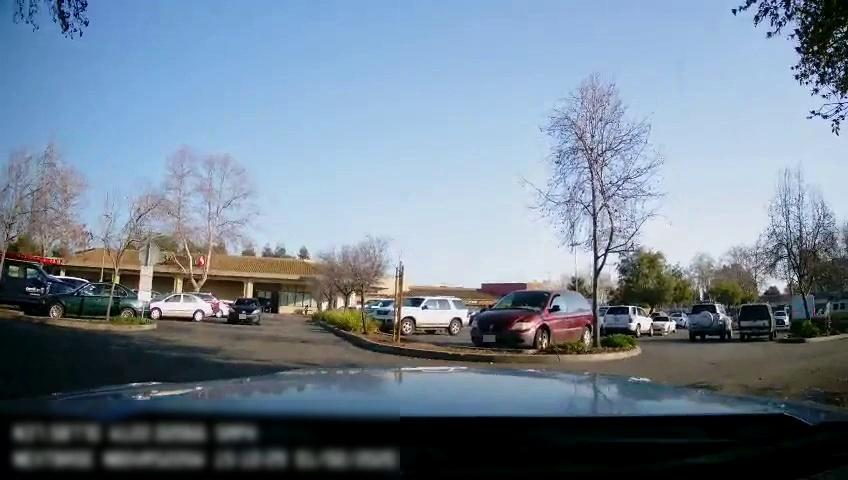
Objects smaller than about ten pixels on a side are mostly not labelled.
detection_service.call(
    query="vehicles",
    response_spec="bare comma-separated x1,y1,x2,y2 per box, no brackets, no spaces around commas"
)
595,307,608,331
147,293,213,323
603,305,654,338
774,311,789,327
39,283,151,322
364,299,404,317
212,301,231,319
738,304,777,342
190,293,220,313
669,313,689,329
470,289,597,353
816,308,825,323
651,316,676,333
345,299,383,314
228,298,264,325
688,304,733,341
649,312,668,320
790,296,815,327
823,301,848,324
50,275,91,289
130,290,164,300
373,297,470,336
0,259,78,307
